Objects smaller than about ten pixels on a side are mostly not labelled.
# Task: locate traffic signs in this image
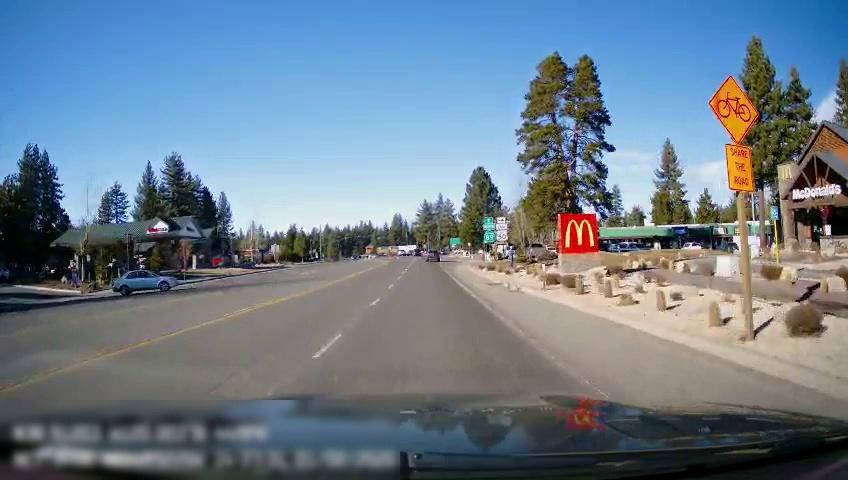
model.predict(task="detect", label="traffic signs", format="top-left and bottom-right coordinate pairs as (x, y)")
top-left (482, 233), bottom-right (496, 245)
top-left (448, 237), bottom-right (463, 248)
top-left (482, 216), bottom-right (494, 226)
top-left (725, 145), bottom-right (757, 194)
top-left (708, 74), bottom-right (763, 145)
top-left (497, 232), bottom-right (509, 242)
top-left (495, 216), bottom-right (506, 224)
top-left (483, 225), bottom-right (494, 233)
top-left (495, 224), bottom-right (507, 231)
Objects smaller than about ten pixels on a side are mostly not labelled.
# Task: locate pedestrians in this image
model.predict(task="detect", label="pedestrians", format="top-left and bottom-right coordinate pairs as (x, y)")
top-left (504, 241), bottom-right (518, 271)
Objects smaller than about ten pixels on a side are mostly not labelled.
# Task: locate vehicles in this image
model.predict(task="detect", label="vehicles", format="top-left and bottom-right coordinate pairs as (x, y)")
top-left (628, 243), bottom-right (649, 252)
top-left (607, 243), bottom-right (633, 253)
top-left (720, 242), bottom-right (740, 251)
top-left (426, 250), bottom-right (440, 262)
top-left (681, 242), bottom-right (703, 250)
top-left (112, 269), bottom-right (177, 296)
